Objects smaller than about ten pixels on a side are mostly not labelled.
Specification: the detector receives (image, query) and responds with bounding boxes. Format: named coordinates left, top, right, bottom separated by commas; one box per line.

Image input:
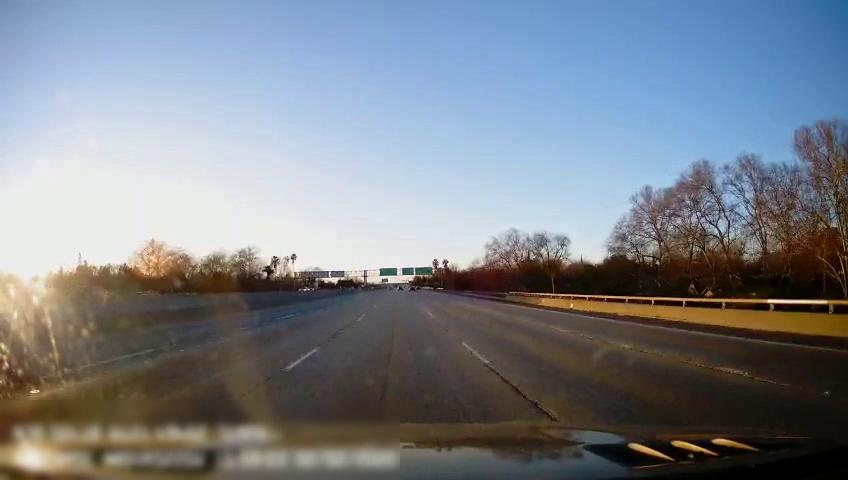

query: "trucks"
left=298, top=286, right=309, bottom=292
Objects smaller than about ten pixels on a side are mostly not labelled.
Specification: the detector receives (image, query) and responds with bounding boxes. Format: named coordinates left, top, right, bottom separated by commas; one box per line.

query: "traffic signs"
left=402, top=267, right=414, bottom=275
left=380, top=268, right=398, bottom=276
left=415, top=267, right=432, bottom=275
